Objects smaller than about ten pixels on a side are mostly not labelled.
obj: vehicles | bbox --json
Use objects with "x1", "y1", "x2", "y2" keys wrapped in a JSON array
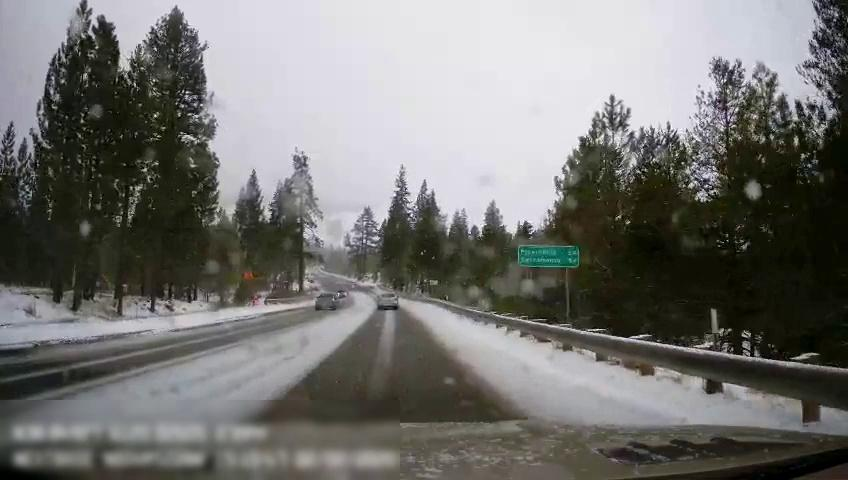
[
  {"x1": 376, "y1": 292, "x2": 399, "y2": 310},
  {"x1": 314, "y1": 292, "x2": 340, "y2": 311},
  {"x1": 337, "y1": 290, "x2": 348, "y2": 299}
]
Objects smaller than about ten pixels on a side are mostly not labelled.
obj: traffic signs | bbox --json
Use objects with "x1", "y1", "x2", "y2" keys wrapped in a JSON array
[{"x1": 518, "y1": 245, "x2": 581, "y2": 269}]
